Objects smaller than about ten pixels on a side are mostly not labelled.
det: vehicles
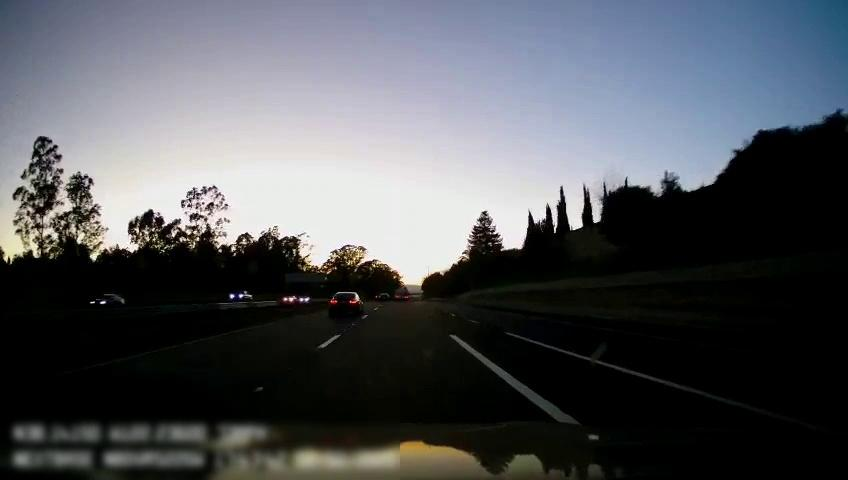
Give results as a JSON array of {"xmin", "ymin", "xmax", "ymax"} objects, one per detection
[
  {"xmin": 298, "ymin": 296, "xmax": 311, "ymax": 304},
  {"xmin": 87, "ymin": 293, "xmax": 125, "ymax": 308},
  {"xmin": 282, "ymin": 295, "xmax": 298, "ymax": 304},
  {"xmin": 394, "ymin": 288, "xmax": 409, "ymax": 299},
  {"xmin": 327, "ymin": 291, "xmax": 366, "ymax": 318},
  {"xmin": 378, "ymin": 292, "xmax": 389, "ymax": 301},
  {"xmin": 230, "ymin": 289, "xmax": 254, "ymax": 300}
]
